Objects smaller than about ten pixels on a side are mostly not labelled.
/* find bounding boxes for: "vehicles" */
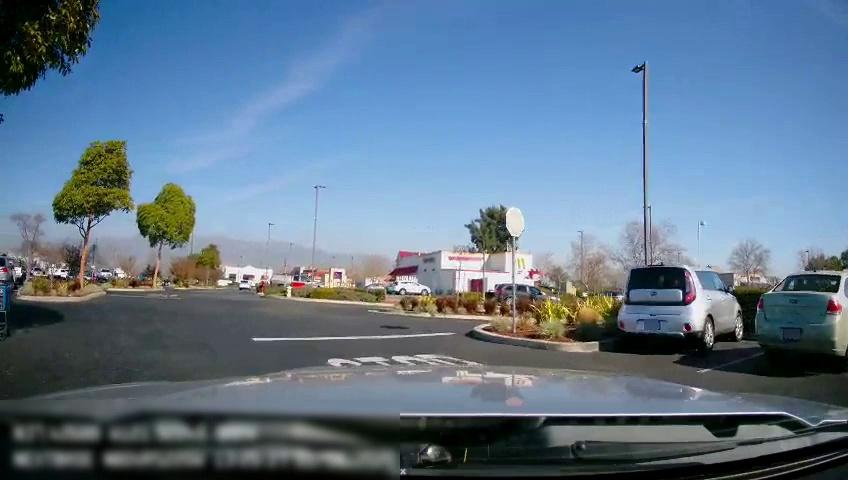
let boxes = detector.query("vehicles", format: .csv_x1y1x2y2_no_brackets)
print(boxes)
393,280,431,297
494,283,560,307
364,283,387,293
617,265,744,357
7,259,28,285
755,270,848,374
270,274,324,291
0,256,18,291
239,280,251,291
